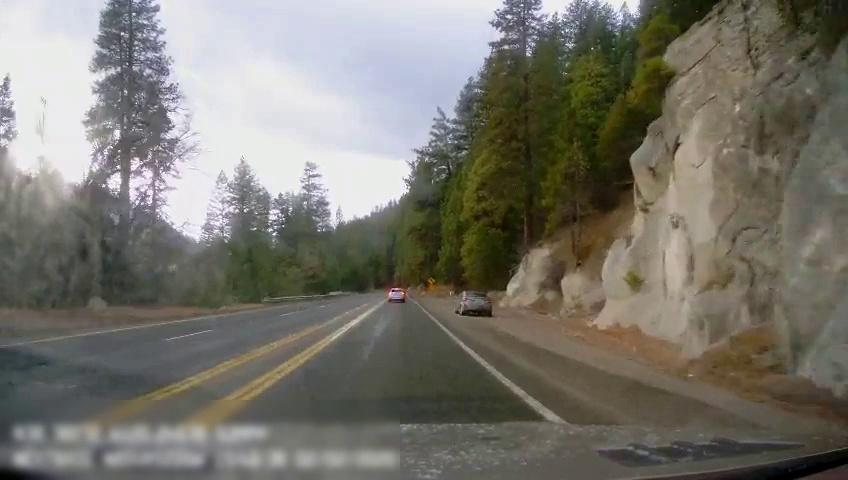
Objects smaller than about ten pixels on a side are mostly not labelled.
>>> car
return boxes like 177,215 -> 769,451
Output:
454,289 -> 493,316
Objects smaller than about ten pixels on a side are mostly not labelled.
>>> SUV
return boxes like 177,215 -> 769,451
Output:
387,287 -> 406,303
